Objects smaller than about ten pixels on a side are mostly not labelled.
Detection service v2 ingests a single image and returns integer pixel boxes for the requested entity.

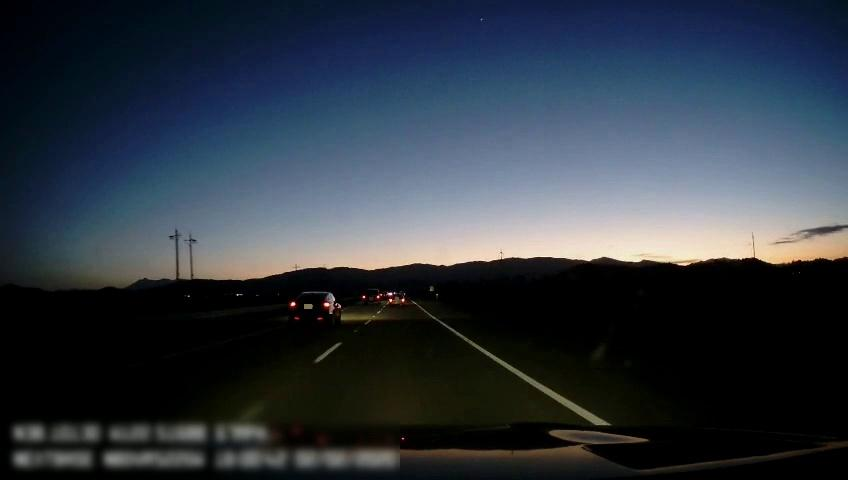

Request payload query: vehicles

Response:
[287,291,341,326]
[389,293,405,305]
[361,289,381,304]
